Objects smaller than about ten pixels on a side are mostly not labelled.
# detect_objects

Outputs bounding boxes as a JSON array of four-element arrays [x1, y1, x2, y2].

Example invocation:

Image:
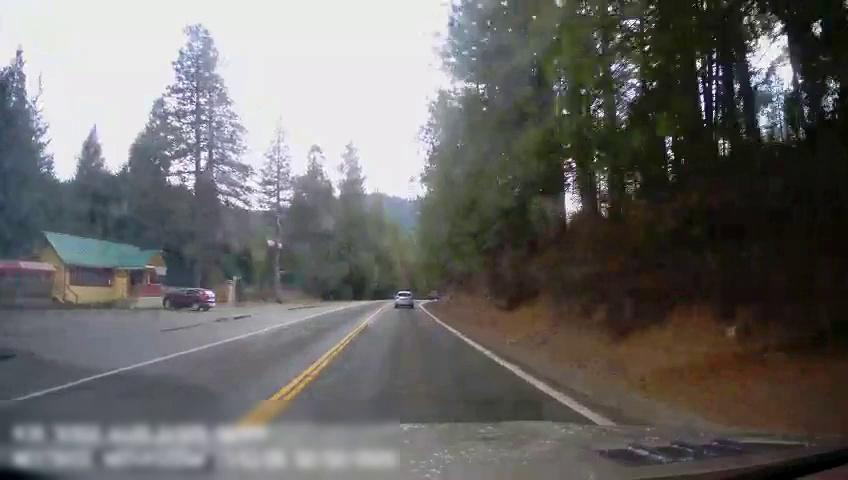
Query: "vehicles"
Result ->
[[393, 290, 414, 309], [427, 289, 442, 300], [161, 287, 216, 312]]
